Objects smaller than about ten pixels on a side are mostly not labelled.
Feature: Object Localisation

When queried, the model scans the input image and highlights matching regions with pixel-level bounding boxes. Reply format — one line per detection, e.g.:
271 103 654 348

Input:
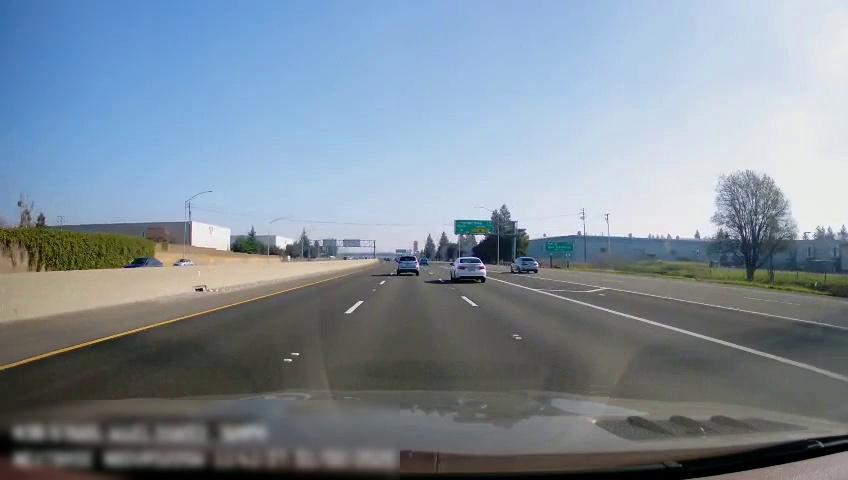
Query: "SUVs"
396 256 420 276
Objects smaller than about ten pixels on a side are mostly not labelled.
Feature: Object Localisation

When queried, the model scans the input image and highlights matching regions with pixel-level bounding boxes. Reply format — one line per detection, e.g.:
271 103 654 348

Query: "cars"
510 257 538 274
448 257 487 283
172 258 193 267
120 256 165 270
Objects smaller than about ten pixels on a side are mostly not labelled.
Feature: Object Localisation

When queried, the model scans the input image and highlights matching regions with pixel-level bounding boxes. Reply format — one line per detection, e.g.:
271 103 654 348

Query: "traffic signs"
454 219 495 235
544 239 577 257
395 249 406 254
342 238 360 248
322 239 338 247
